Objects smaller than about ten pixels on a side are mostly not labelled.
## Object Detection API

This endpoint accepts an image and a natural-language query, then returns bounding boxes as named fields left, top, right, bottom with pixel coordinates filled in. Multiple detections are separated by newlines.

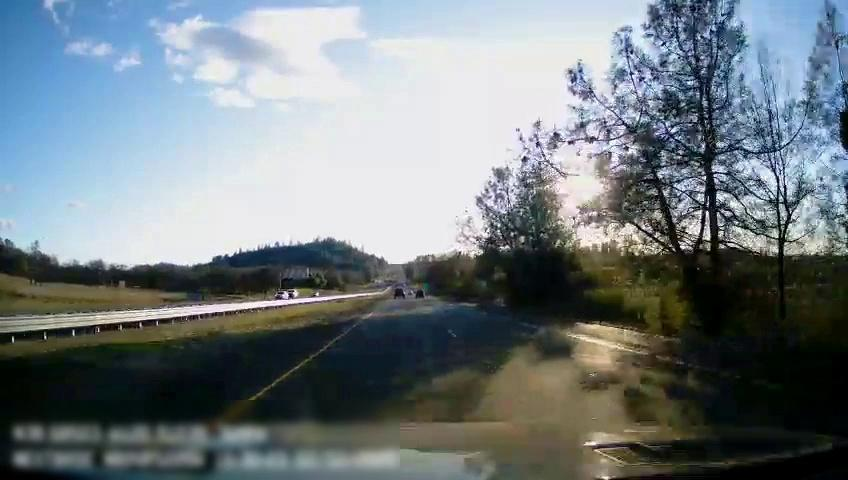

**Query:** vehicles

left=274, top=289, right=289, bottom=300
left=393, top=287, right=406, bottom=299
left=285, top=288, right=299, bottom=299
left=414, top=288, right=425, bottom=298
